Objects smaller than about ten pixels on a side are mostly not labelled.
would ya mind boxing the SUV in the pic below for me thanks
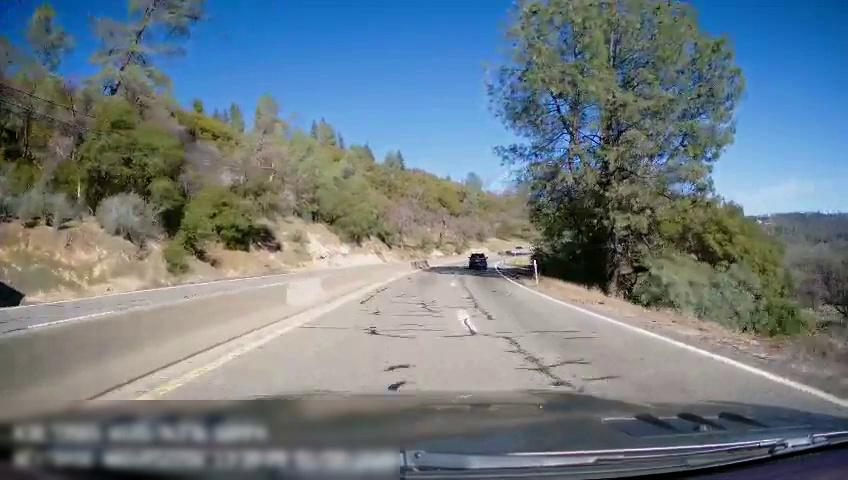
[467,252,489,269]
